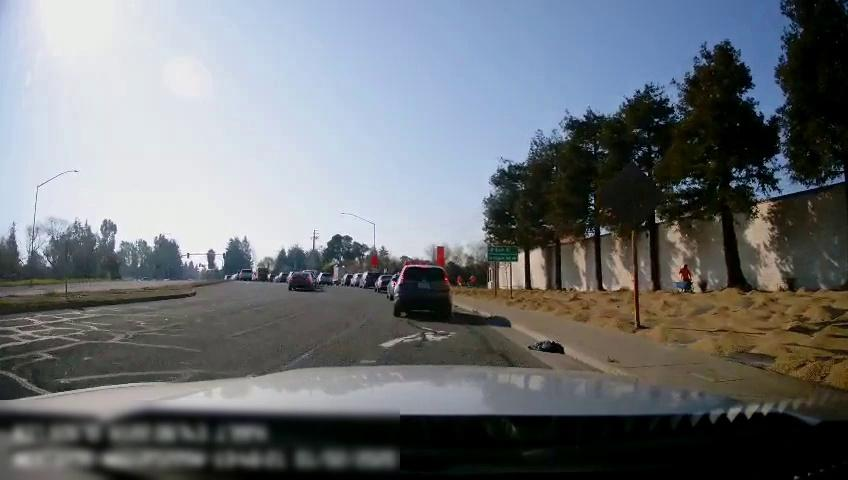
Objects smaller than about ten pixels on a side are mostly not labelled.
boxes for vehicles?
[255,267,269,281]
[309,272,316,288]
[350,273,367,287]
[272,274,282,283]
[318,271,334,286]
[332,264,348,285]
[391,264,451,319]
[264,273,276,283]
[339,273,355,287]
[288,271,314,291]
[359,271,383,290]
[374,274,395,293]
[238,268,253,281]
[302,269,318,287]
[277,272,290,283]
[386,273,404,301]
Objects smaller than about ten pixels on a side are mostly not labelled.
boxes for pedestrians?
[679,263,694,294]
[469,271,476,288]
[456,274,463,288]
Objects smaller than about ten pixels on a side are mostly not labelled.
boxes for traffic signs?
[370,255,379,269]
[434,245,447,269]
[486,242,520,263]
